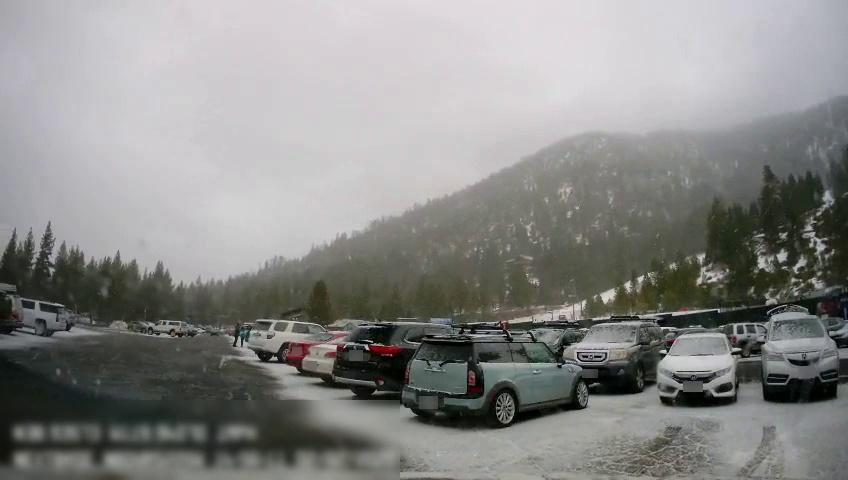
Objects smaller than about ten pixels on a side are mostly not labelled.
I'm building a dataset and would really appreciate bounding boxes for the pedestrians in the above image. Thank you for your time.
[239,326,246,348]
[233,321,240,348]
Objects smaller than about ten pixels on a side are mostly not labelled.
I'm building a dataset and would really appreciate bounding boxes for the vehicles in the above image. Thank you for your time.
[753,311,840,404]
[244,318,327,363]
[657,331,744,406]
[401,339,590,430]
[285,330,346,373]
[65,311,76,332]
[333,322,465,398]
[0,295,17,333]
[534,327,579,360]
[11,297,24,329]
[717,323,767,354]
[147,320,189,338]
[302,336,342,388]
[563,321,668,395]
[21,297,67,337]
[827,317,848,346]
[663,328,724,350]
